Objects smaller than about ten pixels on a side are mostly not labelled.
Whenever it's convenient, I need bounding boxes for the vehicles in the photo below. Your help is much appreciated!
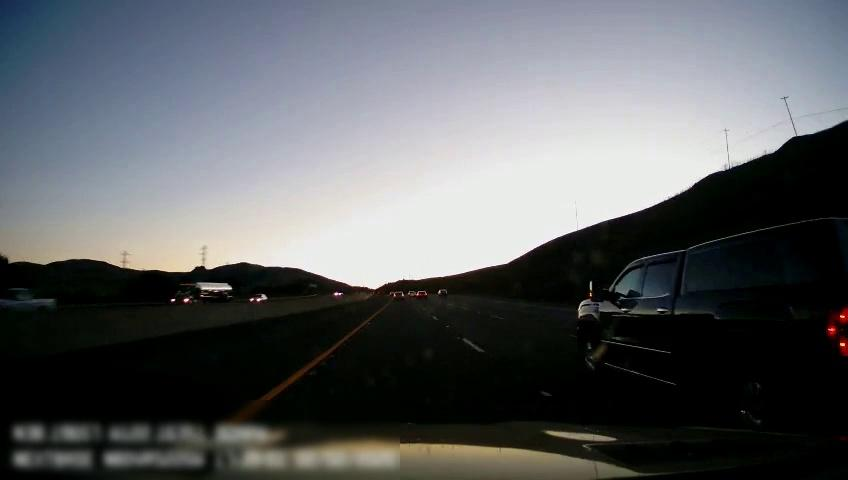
[0,288,57,314]
[249,294,268,304]
[393,291,404,301]
[169,283,233,305]
[416,291,428,299]
[437,289,448,297]
[576,217,848,434]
